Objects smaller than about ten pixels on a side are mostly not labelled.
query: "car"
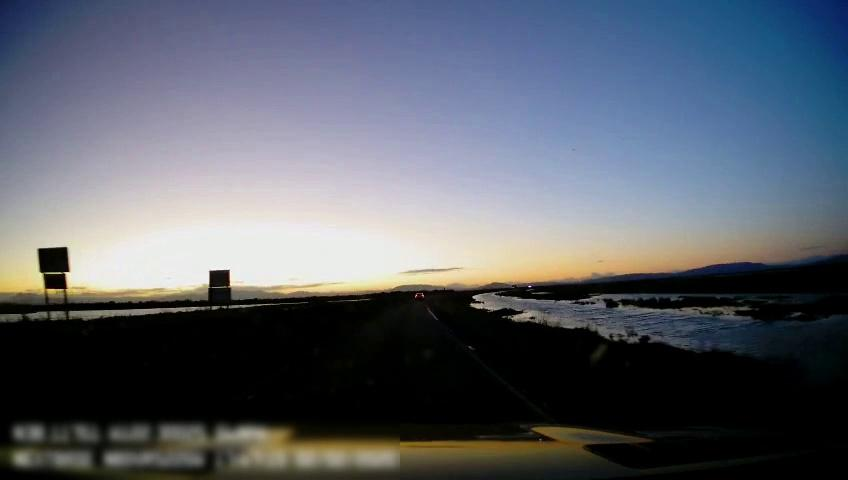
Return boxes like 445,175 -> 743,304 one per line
414,292 -> 425,300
